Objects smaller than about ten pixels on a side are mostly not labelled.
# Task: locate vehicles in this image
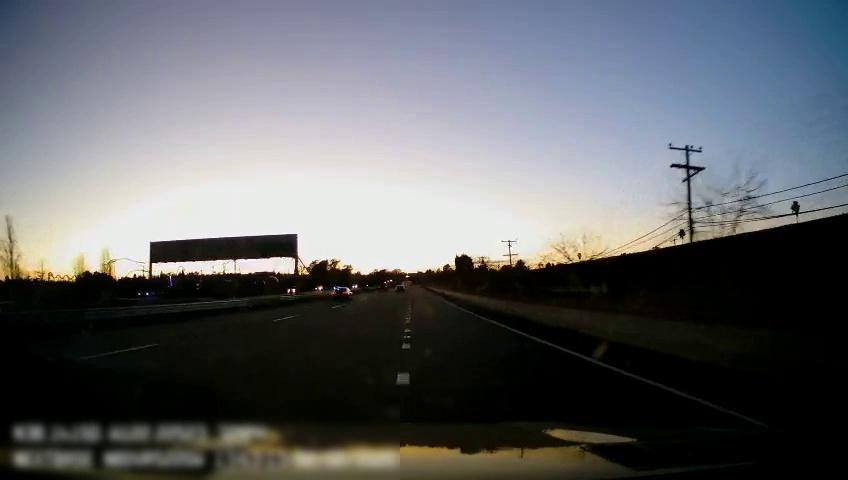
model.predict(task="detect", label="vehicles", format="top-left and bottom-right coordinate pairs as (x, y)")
top-left (394, 284), bottom-right (405, 294)
top-left (332, 286), bottom-right (355, 303)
